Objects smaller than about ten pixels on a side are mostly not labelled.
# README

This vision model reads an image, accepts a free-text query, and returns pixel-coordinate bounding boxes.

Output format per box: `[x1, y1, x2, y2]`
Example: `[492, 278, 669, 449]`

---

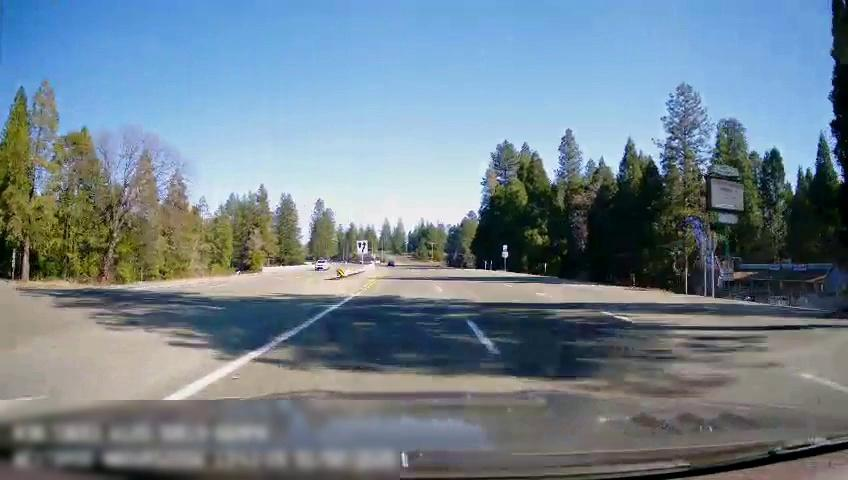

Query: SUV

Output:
[314, 259, 330, 271]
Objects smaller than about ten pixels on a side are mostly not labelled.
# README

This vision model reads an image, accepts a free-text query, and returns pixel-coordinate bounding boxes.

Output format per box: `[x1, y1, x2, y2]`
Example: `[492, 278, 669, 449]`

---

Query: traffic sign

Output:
[356, 239, 369, 256]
